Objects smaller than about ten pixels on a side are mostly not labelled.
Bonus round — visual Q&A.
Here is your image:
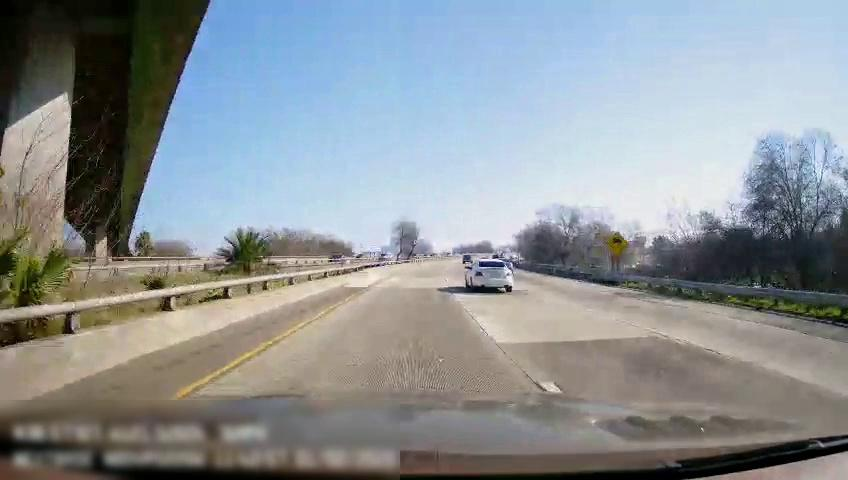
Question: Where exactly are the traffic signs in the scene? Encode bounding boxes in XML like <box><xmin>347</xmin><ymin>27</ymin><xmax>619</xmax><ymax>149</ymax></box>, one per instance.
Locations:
<box><xmin>607</xmin><ymin>231</ymin><xmax>627</xmax><ymax>255</ymax></box>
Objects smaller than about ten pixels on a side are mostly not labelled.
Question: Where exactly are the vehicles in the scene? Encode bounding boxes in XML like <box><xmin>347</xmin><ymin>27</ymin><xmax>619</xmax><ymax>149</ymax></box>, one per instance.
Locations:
<box><xmin>328</xmin><ymin>254</ymin><xmax>345</xmax><ymax>264</ymax></box>
<box><xmin>464</xmin><ymin>258</ymin><xmax>513</xmax><ymax>294</ymax></box>
<box><xmin>462</xmin><ymin>254</ymin><xmax>473</xmax><ymax>264</ymax></box>
<box><xmin>502</xmin><ymin>261</ymin><xmax>514</xmax><ymax>272</ymax></box>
